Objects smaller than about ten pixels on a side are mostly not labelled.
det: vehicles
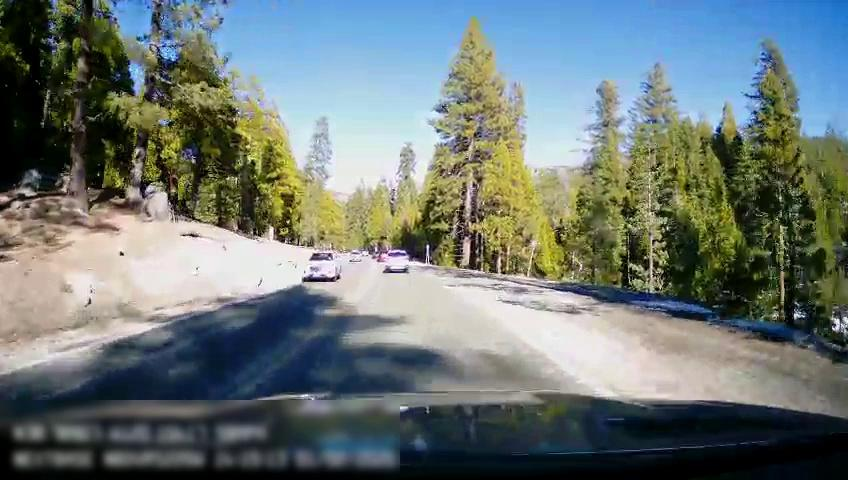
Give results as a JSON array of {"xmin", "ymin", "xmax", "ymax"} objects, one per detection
[
  {"xmin": 383, "ymin": 250, "xmax": 409, "ymax": 274},
  {"xmin": 376, "ymin": 248, "xmax": 390, "ymax": 263},
  {"xmin": 303, "ymin": 250, "xmax": 343, "ymax": 283}
]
